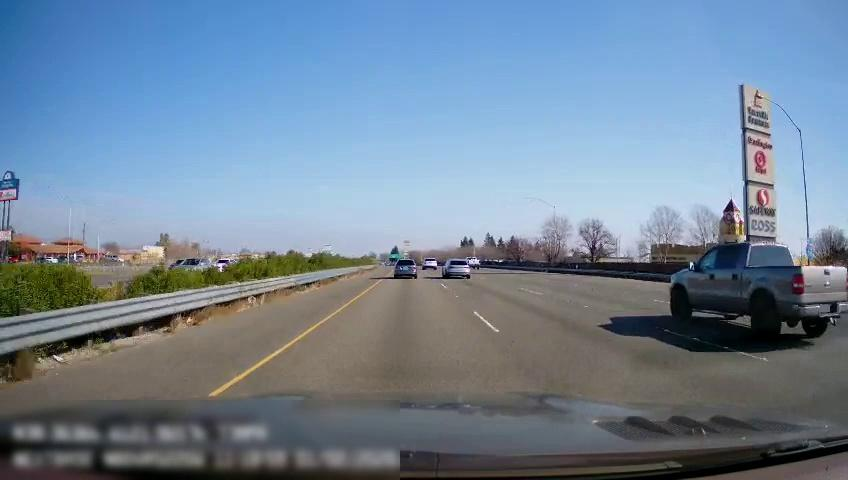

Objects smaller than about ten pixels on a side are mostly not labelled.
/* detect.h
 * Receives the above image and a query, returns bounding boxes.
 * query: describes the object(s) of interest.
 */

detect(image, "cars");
[176,258,215,270]
[211,259,235,268]
[168,259,184,270]
[441,258,472,280]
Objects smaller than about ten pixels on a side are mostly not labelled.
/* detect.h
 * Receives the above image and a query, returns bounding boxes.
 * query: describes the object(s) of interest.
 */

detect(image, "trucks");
[466,256,481,270]
[668,243,848,339]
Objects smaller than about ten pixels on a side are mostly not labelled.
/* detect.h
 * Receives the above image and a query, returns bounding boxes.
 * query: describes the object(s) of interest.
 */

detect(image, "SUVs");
[393,260,417,279]
[422,257,437,270]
